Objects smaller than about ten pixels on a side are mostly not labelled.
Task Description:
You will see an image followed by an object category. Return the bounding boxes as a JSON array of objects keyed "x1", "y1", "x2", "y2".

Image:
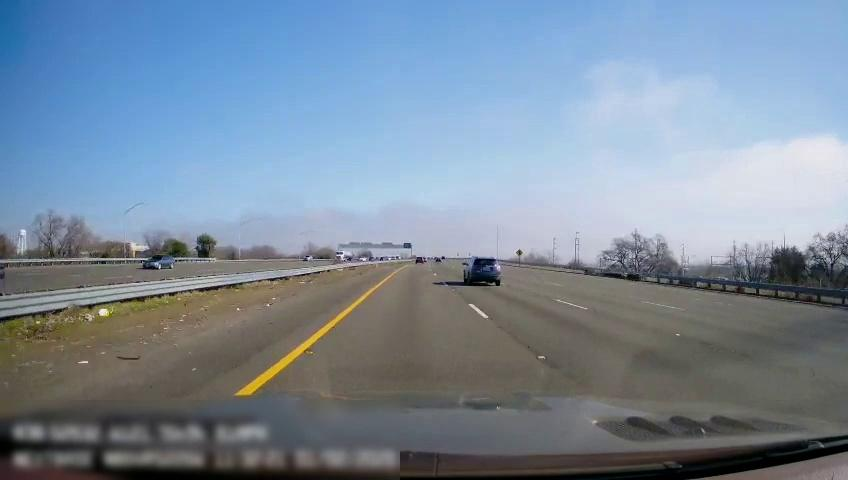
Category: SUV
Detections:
[{"x1": 462, "y1": 257, "x2": 501, "y2": 286}]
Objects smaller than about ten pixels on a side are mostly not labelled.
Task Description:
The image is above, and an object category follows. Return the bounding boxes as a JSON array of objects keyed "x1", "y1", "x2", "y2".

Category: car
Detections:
[{"x1": 142, "y1": 254, "x2": 176, "y2": 271}]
